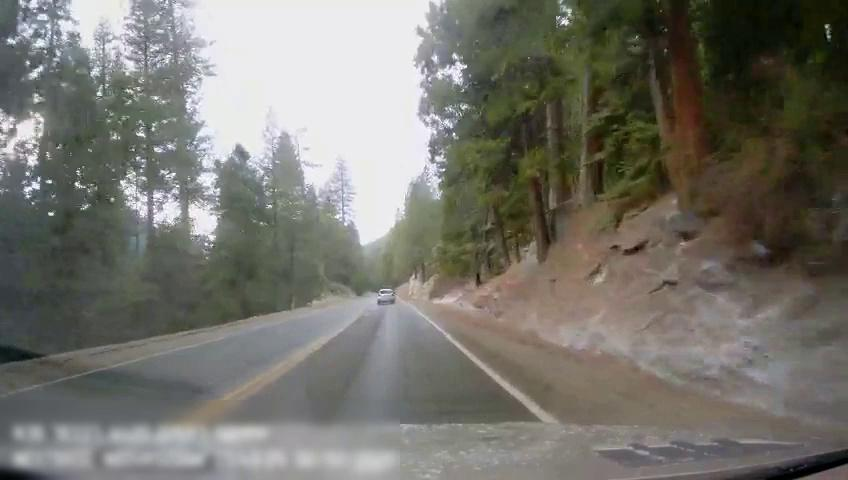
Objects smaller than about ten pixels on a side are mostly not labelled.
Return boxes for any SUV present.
[376,288,395,305]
